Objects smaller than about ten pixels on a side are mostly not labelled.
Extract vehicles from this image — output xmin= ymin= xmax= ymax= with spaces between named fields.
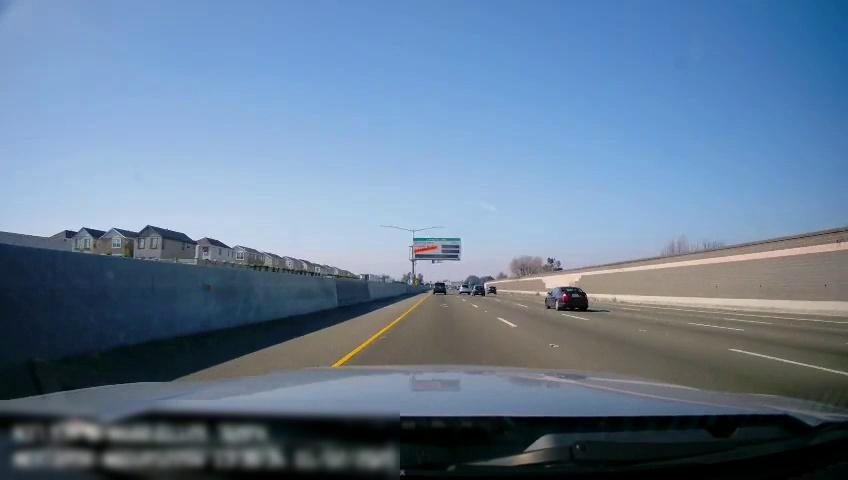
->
xmin=544 ymin=286 xmax=589 ymax=312
xmin=486 ymin=286 xmax=497 ymax=295
xmin=458 ymin=283 xmax=471 ymax=295
xmin=433 ymin=281 xmax=447 ymax=295
xmin=470 ymin=285 xmax=486 ymax=296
